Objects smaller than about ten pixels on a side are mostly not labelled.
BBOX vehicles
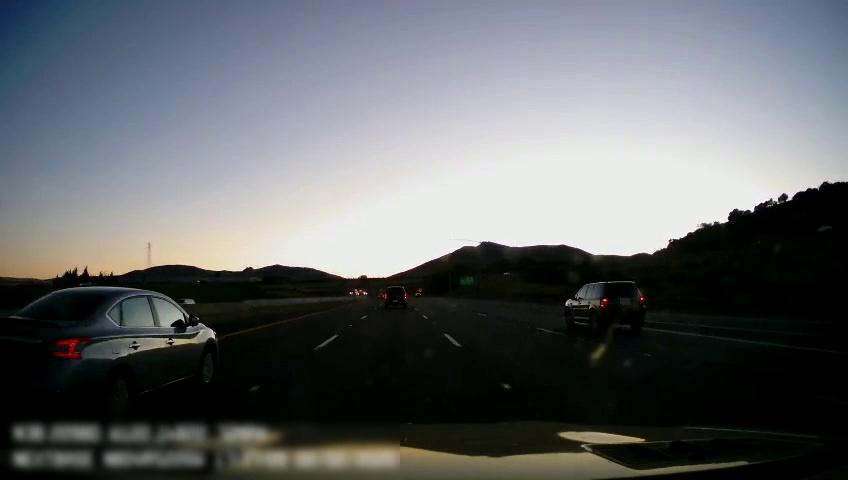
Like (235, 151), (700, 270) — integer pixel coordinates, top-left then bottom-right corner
(176, 298), (196, 305)
(384, 285), (408, 308)
(0, 286), (222, 429)
(564, 280), (646, 339)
